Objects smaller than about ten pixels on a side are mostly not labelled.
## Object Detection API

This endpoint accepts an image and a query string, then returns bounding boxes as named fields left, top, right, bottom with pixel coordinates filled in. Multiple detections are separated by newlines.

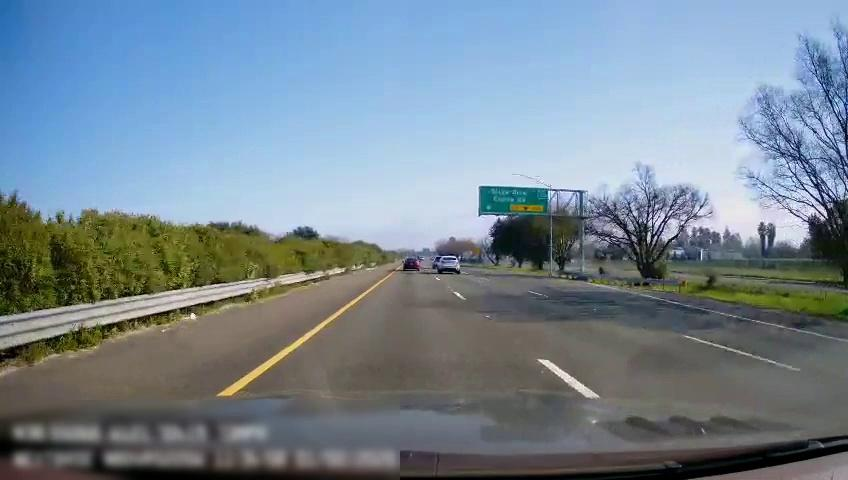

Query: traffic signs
left=478, top=185, right=549, bottom=215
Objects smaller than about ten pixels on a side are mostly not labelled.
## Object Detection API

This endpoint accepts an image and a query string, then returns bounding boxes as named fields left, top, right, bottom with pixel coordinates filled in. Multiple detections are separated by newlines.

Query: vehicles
left=437, top=256, right=460, bottom=274
left=431, top=256, right=440, bottom=269
left=402, top=256, right=420, bottom=272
